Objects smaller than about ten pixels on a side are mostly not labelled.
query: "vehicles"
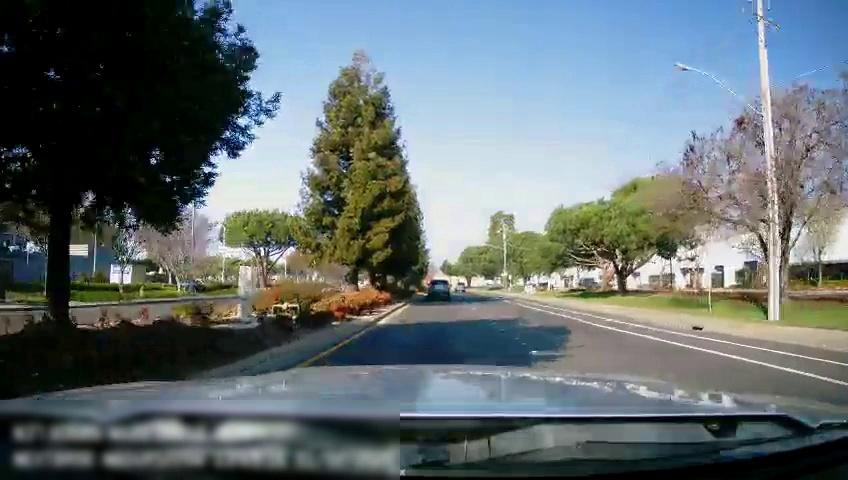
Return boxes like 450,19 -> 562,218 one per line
427,279 -> 451,300
455,282 -> 466,292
